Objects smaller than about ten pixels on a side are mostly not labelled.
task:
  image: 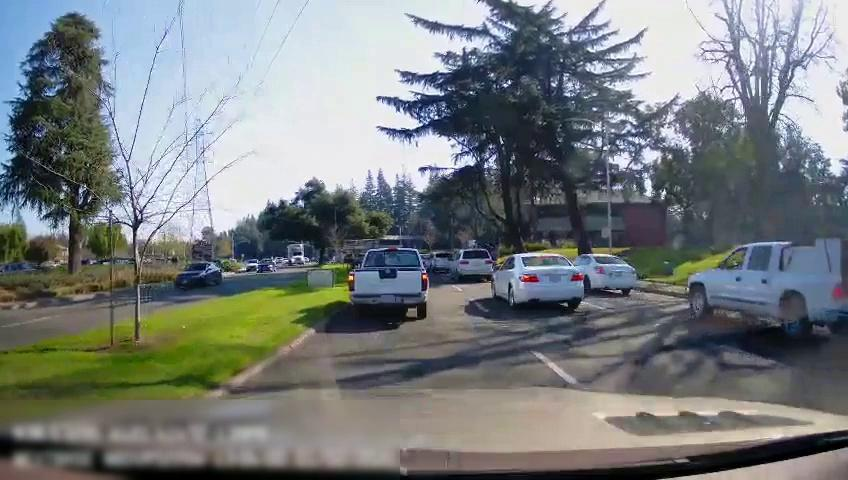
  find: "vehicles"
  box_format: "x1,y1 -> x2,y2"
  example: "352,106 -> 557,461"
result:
245,258 -> 260,272
489,252 -> 586,311
173,260 -> 223,290
574,253 -> 642,296
258,258 -> 279,273
287,243 -> 306,267
429,249 -> 455,271
684,235 -> 848,338
452,246 -> 495,283
348,247 -> 429,321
